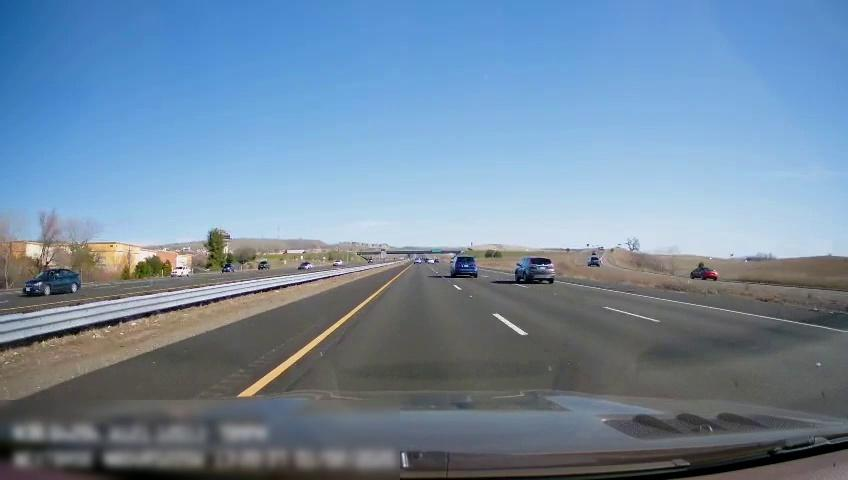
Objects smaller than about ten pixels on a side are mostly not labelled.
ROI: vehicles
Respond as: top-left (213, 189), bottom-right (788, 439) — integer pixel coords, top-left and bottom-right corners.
top-left (690, 266), bottom-right (718, 281)
top-left (514, 255), bottom-right (555, 284)
top-left (298, 261), bottom-right (313, 270)
top-left (258, 260), bottom-right (271, 271)
top-left (587, 255), bottom-right (600, 266)
top-left (450, 254), bottom-right (480, 278)
top-left (171, 267), bottom-right (190, 279)
top-left (21, 268), bottom-right (82, 297)
top-left (333, 259), bottom-right (344, 266)
top-left (221, 263), bottom-right (235, 273)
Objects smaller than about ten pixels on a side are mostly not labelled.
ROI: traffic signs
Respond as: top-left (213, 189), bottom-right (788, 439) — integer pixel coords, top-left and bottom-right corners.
top-left (431, 248), bottom-right (442, 253)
